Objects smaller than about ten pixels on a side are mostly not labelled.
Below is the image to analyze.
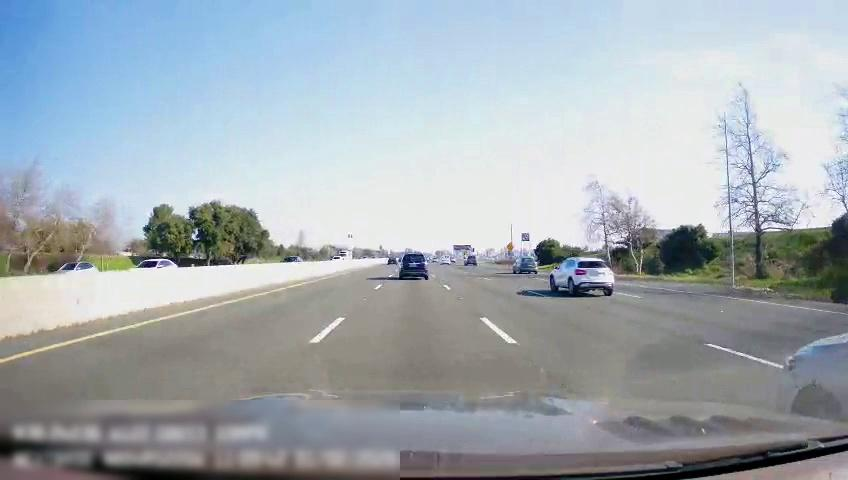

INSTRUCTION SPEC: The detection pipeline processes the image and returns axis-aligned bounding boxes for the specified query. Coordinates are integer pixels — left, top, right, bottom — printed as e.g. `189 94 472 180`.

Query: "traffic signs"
346 232 354 251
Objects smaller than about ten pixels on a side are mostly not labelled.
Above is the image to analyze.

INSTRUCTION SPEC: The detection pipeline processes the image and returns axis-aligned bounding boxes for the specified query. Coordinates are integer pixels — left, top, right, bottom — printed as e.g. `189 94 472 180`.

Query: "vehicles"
57 260 100 275
387 256 397 265
512 254 539 275
398 254 430 281
548 256 616 298
329 255 344 262
463 255 477 267
337 250 353 260
128 257 179 271
776 330 848 424
440 257 450 265
281 255 303 264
